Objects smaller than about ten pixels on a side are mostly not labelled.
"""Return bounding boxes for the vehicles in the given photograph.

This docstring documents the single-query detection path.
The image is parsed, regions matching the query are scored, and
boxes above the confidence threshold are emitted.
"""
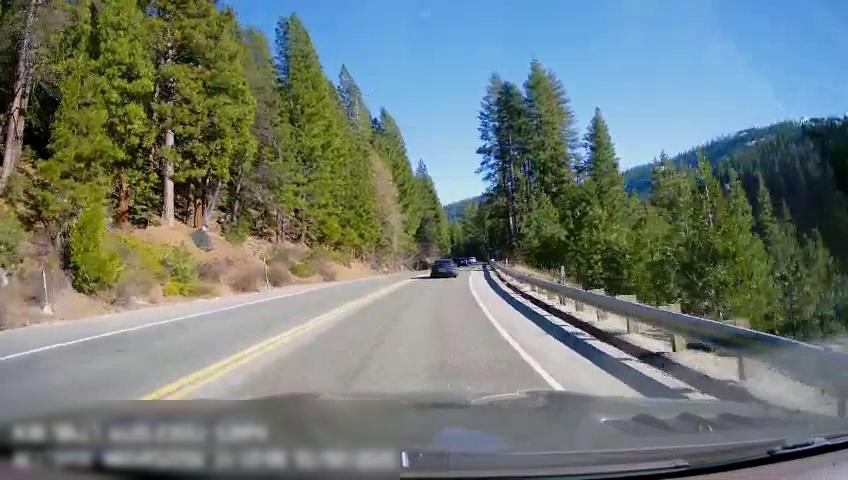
[430,259,458,279]
[453,256,468,267]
